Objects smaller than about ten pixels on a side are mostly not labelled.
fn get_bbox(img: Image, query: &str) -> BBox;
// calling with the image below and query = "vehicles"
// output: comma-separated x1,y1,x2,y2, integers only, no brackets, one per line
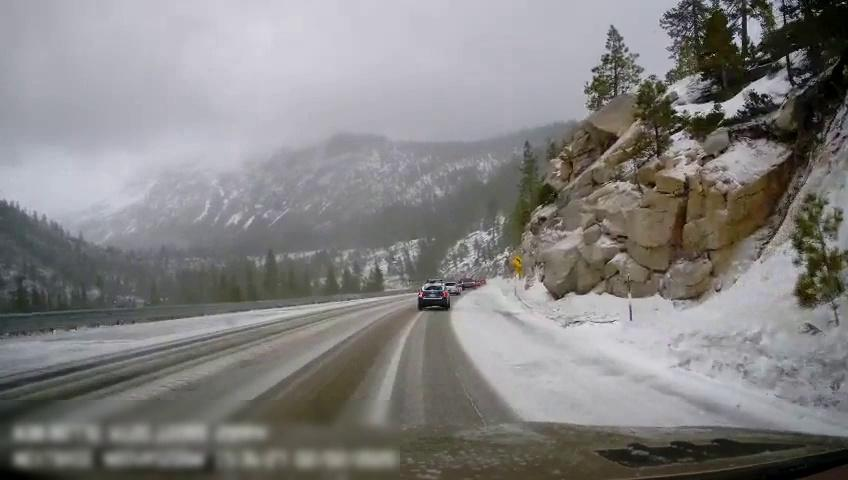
417,278,451,312
461,277,476,291
442,281,461,297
